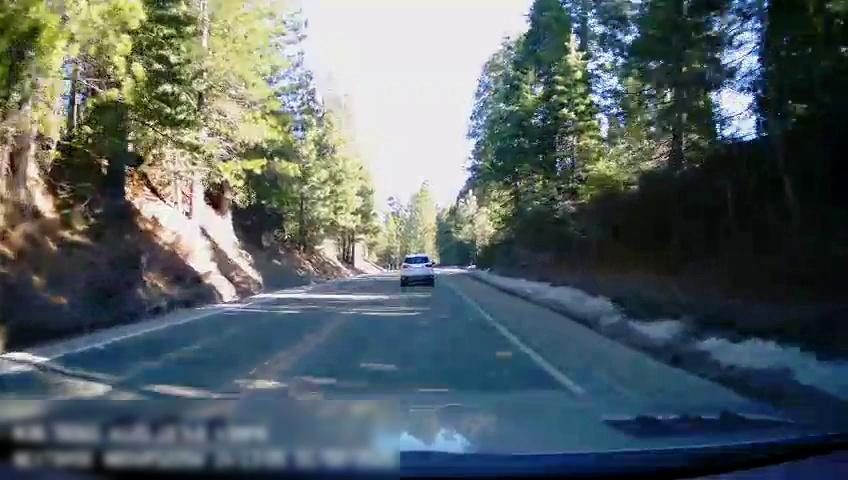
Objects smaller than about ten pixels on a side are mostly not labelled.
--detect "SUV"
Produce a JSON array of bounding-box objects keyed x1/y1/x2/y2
[{"x1": 398, "y1": 254, "x2": 437, "y2": 288}]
